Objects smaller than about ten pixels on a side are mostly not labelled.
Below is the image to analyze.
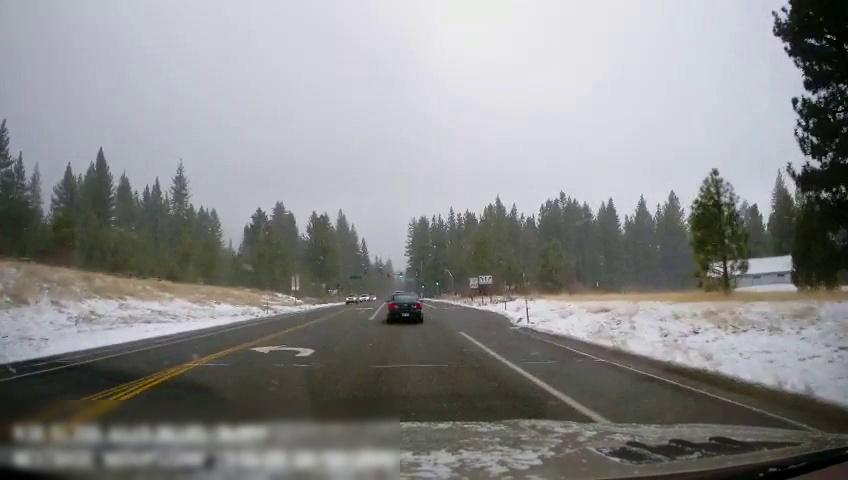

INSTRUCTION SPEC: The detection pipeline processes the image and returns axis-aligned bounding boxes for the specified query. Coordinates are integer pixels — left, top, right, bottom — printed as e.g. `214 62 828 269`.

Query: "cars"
387 294 425 324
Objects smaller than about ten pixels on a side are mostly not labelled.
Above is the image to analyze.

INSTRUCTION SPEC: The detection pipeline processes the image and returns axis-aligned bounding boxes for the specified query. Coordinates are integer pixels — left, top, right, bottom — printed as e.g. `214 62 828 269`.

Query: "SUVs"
345 296 359 305
359 295 371 304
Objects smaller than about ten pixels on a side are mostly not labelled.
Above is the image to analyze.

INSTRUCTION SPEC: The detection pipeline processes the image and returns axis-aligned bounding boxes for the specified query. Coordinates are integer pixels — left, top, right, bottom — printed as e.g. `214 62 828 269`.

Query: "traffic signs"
469 278 479 289
478 274 493 285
